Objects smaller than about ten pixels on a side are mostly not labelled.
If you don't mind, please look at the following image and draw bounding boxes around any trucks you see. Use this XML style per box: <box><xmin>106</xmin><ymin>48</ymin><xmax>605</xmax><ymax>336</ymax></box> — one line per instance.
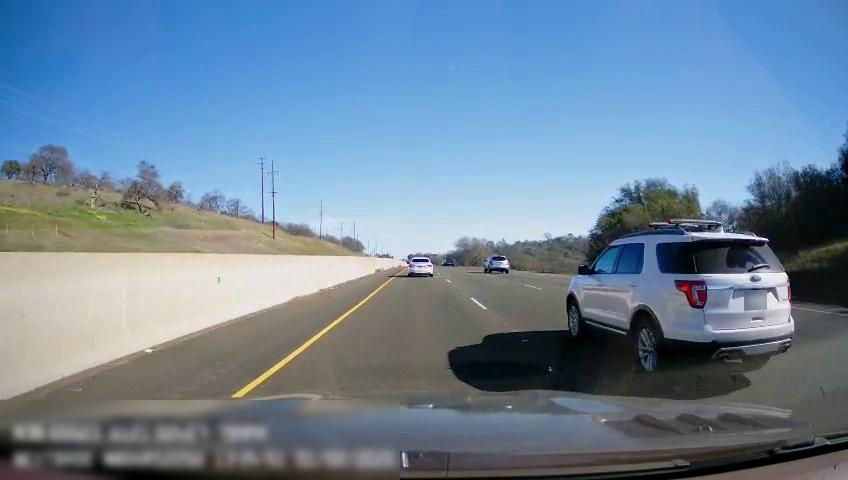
<box><xmin>441</xmin><ymin>257</ymin><xmax>455</xmax><ymax>267</ymax></box>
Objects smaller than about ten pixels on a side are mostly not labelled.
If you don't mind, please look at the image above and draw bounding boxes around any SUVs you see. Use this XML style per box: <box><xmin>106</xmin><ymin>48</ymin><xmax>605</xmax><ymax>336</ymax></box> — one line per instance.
<box><xmin>483</xmin><ymin>255</ymin><xmax>510</xmax><ymax>274</ymax></box>
<box><xmin>564</xmin><ymin>220</ymin><xmax>796</xmax><ymax>377</ymax></box>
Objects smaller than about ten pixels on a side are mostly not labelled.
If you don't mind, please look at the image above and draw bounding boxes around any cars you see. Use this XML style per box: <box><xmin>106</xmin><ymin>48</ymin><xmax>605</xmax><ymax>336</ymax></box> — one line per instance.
<box><xmin>406</xmin><ymin>257</ymin><xmax>434</xmax><ymax>277</ymax></box>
